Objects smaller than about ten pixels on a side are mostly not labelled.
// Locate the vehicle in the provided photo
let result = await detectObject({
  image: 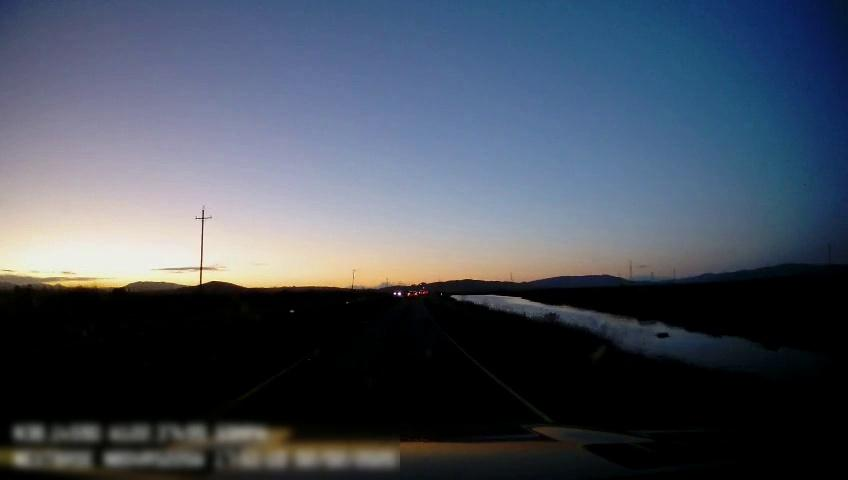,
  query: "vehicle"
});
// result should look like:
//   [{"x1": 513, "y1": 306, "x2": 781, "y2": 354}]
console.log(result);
[{"x1": 406, "y1": 291, "x2": 418, "y2": 300}]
